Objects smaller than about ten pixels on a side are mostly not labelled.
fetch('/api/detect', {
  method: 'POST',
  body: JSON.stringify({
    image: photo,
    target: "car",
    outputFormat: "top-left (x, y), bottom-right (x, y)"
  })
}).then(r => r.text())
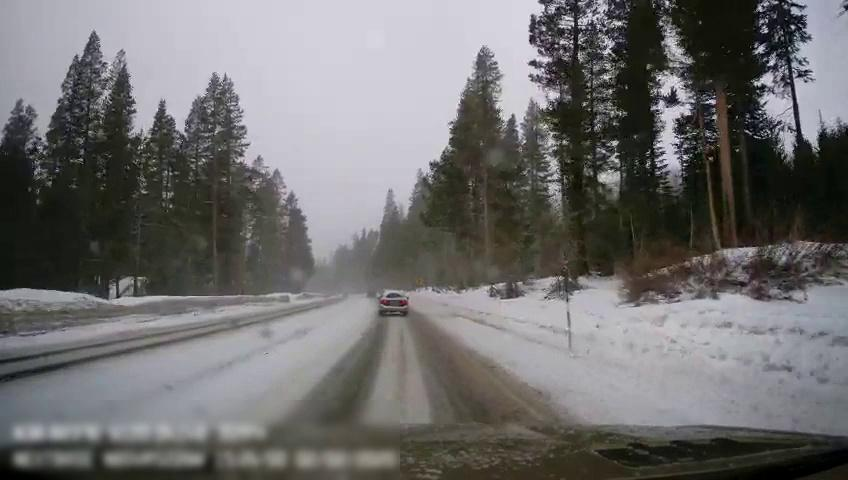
top-left (376, 289), bottom-right (409, 317)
